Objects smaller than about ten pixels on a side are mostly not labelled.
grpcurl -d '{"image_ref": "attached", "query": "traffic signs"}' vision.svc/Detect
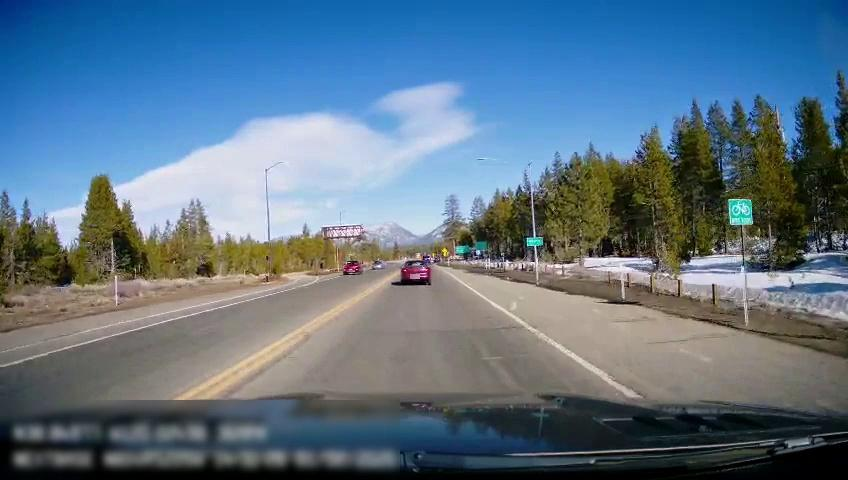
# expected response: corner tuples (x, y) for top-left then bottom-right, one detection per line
(526, 237), (544, 247)
(728, 199), (753, 225)
(455, 246), (469, 254)
(474, 241), (487, 251)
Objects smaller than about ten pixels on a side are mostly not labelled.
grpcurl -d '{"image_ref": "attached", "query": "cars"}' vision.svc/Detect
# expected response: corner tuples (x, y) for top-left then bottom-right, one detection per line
(399, 259), (434, 286)
(371, 261), (385, 270)
(341, 260), (363, 275)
